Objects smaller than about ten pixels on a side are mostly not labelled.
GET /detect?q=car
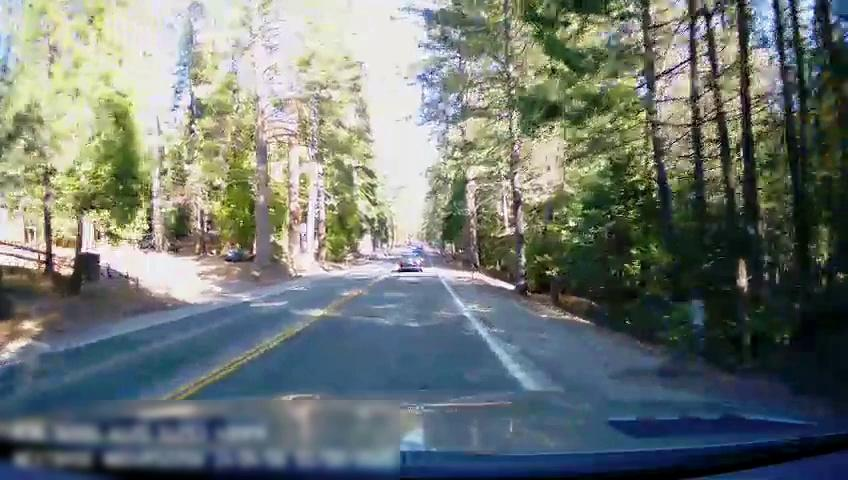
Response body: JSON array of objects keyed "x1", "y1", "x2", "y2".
[{"x1": 398, "y1": 254, "x2": 422, "y2": 273}]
